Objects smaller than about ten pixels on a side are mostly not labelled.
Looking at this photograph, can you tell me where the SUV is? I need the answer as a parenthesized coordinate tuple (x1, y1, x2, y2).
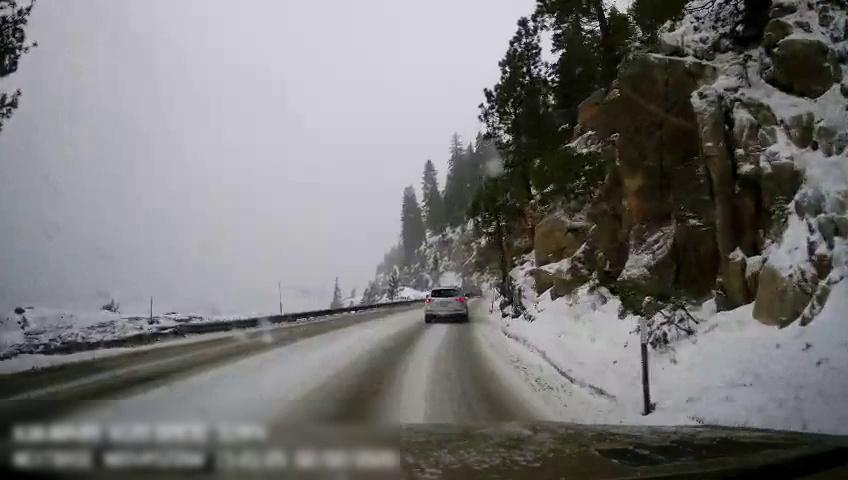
(423, 287, 470, 325)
